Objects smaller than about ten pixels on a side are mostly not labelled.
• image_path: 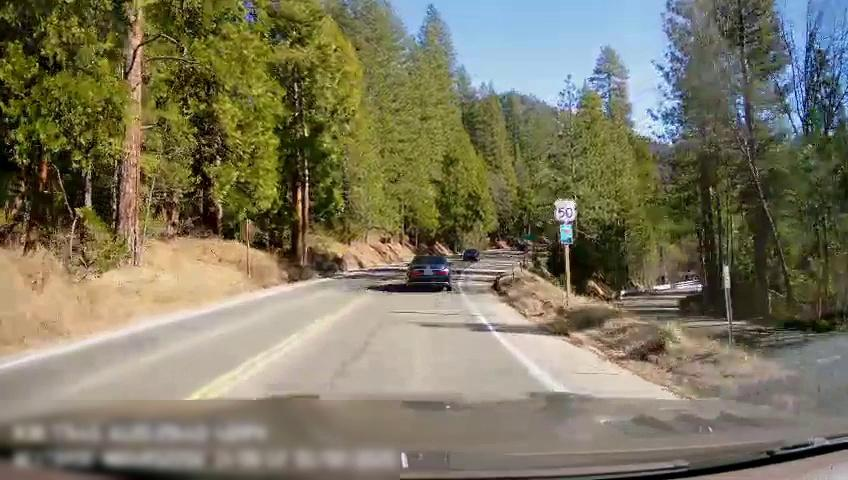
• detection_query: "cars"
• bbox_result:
[407,253,454,292]
[463,248,480,262]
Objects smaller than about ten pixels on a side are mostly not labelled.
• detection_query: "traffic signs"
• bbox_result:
[559,223,574,246]
[553,197,578,222]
